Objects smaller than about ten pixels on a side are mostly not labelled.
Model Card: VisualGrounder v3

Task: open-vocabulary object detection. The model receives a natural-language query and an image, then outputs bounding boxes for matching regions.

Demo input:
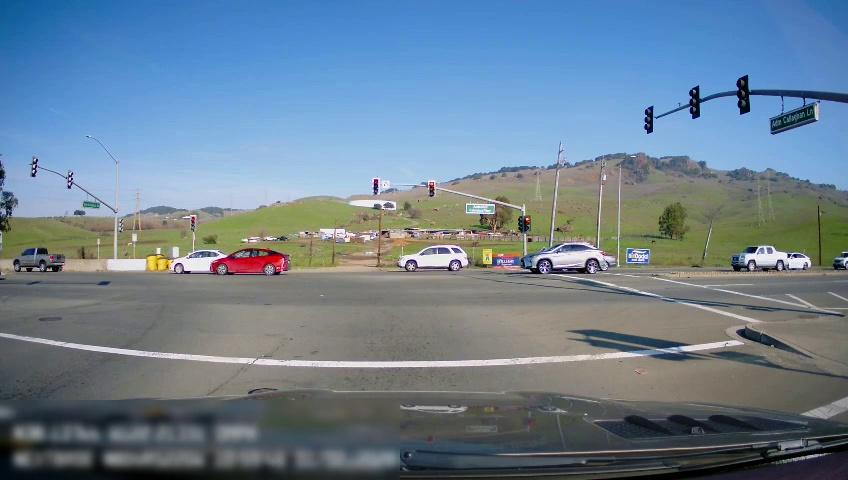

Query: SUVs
[832,251,848,270]
[398,245,469,272]
[520,241,606,275]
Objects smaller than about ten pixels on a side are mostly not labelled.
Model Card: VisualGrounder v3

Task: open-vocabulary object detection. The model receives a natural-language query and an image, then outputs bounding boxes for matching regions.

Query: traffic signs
[768,100,821,135]
[464,201,497,216]
[82,199,101,209]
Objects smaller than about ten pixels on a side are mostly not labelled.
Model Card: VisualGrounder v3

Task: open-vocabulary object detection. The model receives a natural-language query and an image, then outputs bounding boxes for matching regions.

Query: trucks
[730,245,789,272]
[11,246,65,273]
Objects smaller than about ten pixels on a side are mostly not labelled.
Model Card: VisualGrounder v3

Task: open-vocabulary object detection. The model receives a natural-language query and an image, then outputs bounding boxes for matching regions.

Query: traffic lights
[516,215,525,232]
[189,214,198,232]
[66,169,75,190]
[30,156,40,178]
[426,178,437,197]
[687,84,702,120]
[523,214,532,232]
[117,215,125,233]
[735,74,751,115]
[643,104,655,135]
[371,177,381,196]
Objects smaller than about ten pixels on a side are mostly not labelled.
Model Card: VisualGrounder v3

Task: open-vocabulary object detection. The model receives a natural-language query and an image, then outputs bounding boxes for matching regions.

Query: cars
[597,254,618,273]
[782,252,812,271]
[169,249,228,275]
[208,247,290,276]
